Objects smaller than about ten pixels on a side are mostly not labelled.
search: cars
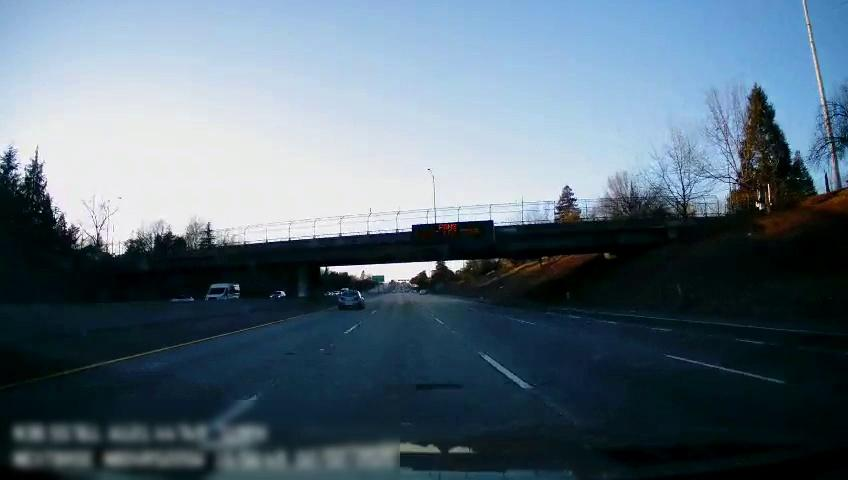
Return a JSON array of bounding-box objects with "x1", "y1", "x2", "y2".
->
[
  {"x1": 170, "y1": 294, "x2": 196, "y2": 303},
  {"x1": 336, "y1": 289, "x2": 366, "y2": 311},
  {"x1": 270, "y1": 291, "x2": 286, "y2": 299}
]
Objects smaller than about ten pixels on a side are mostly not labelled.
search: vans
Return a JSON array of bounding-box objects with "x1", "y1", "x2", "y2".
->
[{"x1": 205, "y1": 283, "x2": 241, "y2": 301}]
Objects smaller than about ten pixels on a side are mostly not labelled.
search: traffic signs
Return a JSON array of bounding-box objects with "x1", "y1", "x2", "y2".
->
[{"x1": 373, "y1": 274, "x2": 385, "y2": 282}]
